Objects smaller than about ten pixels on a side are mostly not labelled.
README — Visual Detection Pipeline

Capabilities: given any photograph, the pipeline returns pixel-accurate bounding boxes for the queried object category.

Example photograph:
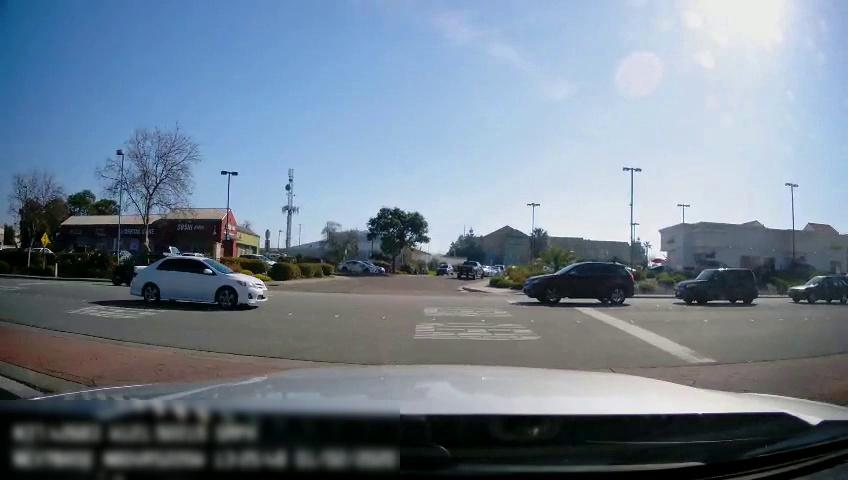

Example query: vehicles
[672,268,760,306]
[437,264,454,277]
[456,261,485,280]
[110,255,168,286]
[129,256,269,312]
[482,265,496,278]
[523,262,635,307]
[787,275,848,304]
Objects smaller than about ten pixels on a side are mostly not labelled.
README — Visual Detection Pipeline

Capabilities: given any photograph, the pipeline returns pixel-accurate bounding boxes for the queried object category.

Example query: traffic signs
[41,232,50,247]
